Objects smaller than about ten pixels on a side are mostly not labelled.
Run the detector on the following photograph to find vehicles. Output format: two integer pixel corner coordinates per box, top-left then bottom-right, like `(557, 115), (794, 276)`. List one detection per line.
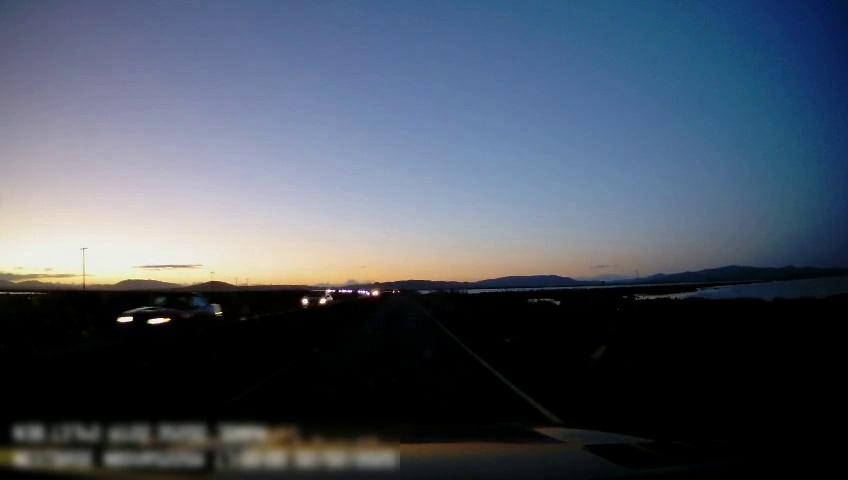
(116, 293), (223, 330)
(300, 290), (334, 309)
